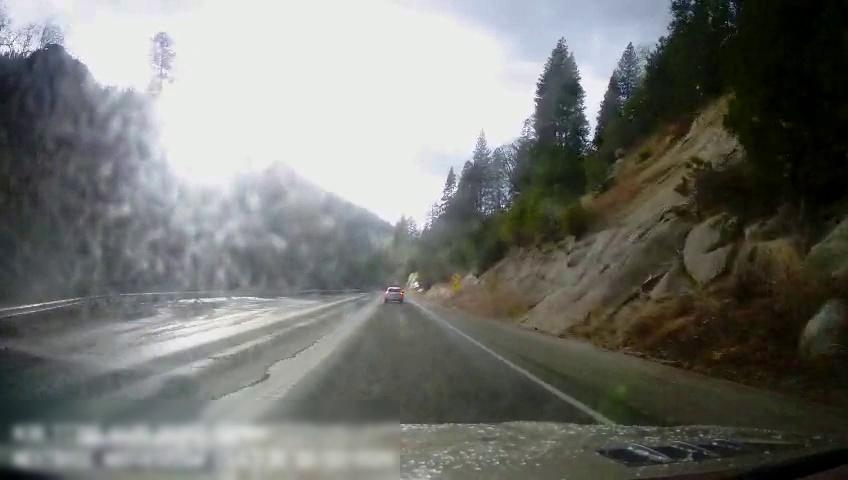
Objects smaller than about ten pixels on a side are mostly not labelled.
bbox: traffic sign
[451,272,462,285]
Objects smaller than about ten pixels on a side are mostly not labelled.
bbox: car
[384,286,404,304]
